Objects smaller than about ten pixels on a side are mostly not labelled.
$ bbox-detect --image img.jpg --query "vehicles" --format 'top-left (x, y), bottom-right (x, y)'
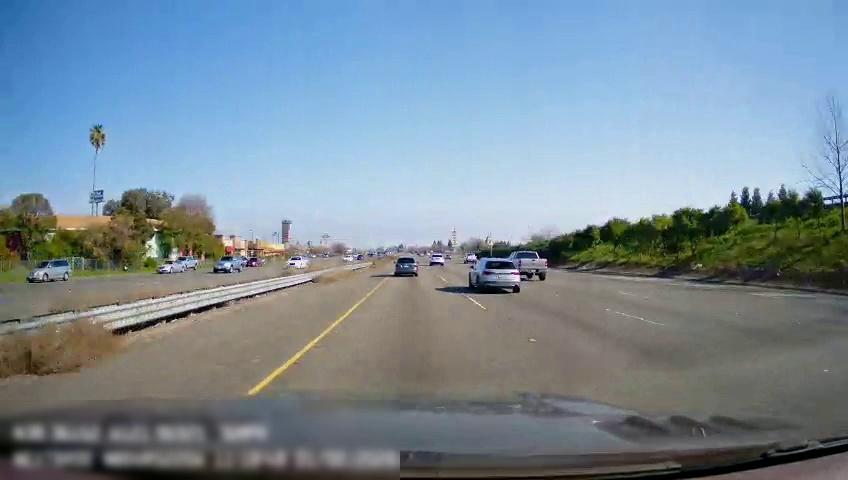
top-left (213, 256), bottom-right (244, 273)
top-left (344, 254), bottom-right (354, 263)
top-left (24, 259), bottom-right (72, 283)
top-left (467, 257), bottom-right (520, 294)
top-left (245, 257), bottom-right (265, 268)
top-left (508, 250), bottom-right (547, 281)
top-left (157, 261), bottom-right (186, 275)
top-left (285, 255), bottom-right (313, 271)
top-left (175, 256), bottom-right (200, 273)
top-left (463, 253), bottom-right (479, 265)
top-left (392, 256), bottom-right (420, 276)
top-left (429, 254), bottom-right (445, 267)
